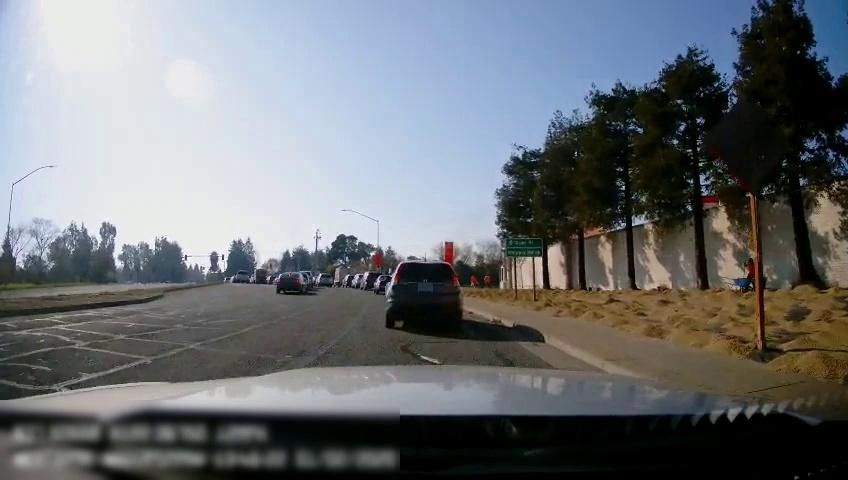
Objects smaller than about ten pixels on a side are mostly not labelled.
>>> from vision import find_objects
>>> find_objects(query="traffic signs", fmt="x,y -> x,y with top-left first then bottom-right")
373,254 -> 384,269
504,234 -> 546,258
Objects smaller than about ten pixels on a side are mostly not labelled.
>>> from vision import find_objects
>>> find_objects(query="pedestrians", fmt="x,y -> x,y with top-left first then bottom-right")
483,271 -> 491,289
470,274 -> 479,288
744,256 -> 757,291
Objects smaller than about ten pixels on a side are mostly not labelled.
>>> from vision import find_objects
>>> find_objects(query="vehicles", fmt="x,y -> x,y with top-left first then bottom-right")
341,274 -> 357,289
359,271 -> 383,291
373,274 -> 395,295
297,270 -> 313,288
333,265 -> 348,288
233,270 -> 250,284
384,260 -> 464,329
351,273 -> 367,288
253,269 -> 267,284
317,272 -> 334,287
275,271 -> 309,295
264,273 -> 277,284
